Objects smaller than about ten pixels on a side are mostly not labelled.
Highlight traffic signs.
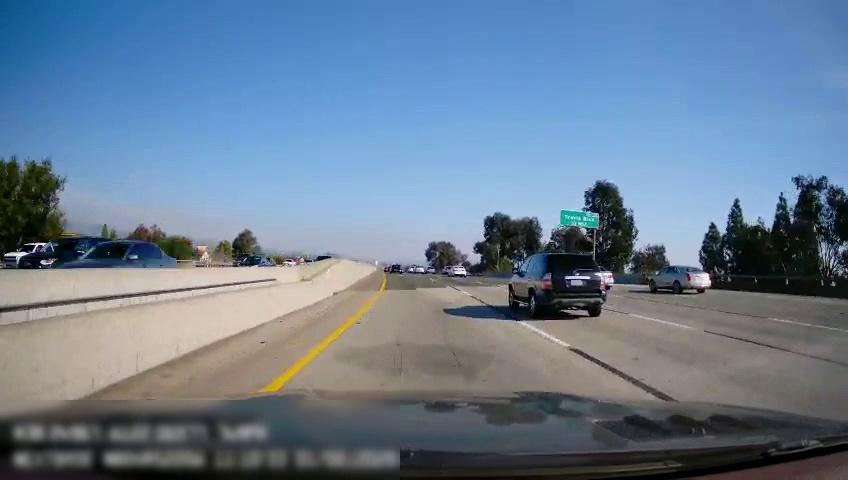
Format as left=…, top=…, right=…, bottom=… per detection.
left=560, top=209, right=600, bottom=229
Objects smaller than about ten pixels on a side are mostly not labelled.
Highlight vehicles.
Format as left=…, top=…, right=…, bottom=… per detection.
left=239, top=255, right=271, bottom=267
left=17, top=237, right=105, bottom=269
left=232, top=253, right=255, bottom=267
left=597, top=266, right=614, bottom=291
left=265, top=257, right=277, bottom=267
left=649, top=265, right=713, bottom=296
left=447, top=265, right=466, bottom=277
left=425, top=265, right=435, bottom=274
left=310, top=255, right=333, bottom=262
left=414, top=264, right=425, bottom=274
left=507, top=252, right=607, bottom=318
left=283, top=258, right=297, bottom=266
left=442, top=265, right=451, bottom=275
left=2, top=242, right=47, bottom=266
left=55, top=240, right=177, bottom=269
left=390, top=264, right=401, bottom=274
